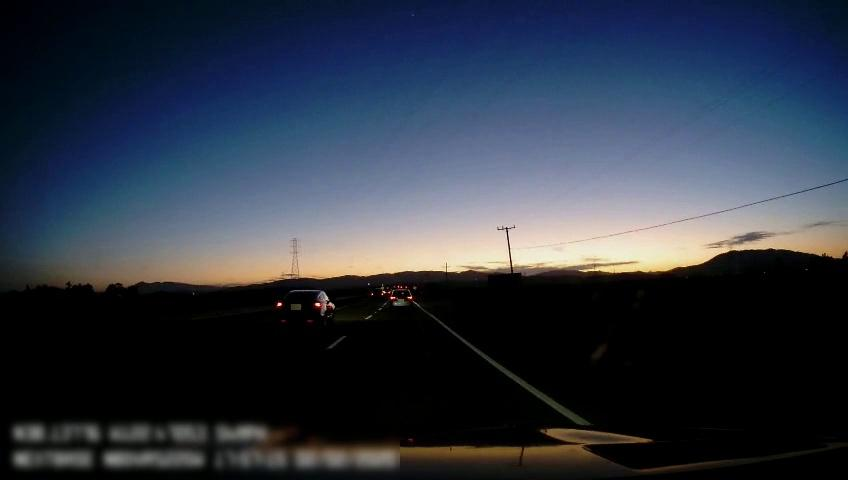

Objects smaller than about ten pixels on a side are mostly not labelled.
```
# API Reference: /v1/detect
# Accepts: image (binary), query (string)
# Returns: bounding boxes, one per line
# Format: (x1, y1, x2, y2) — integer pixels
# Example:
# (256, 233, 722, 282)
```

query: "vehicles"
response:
(370, 287, 384, 301)
(275, 289, 336, 332)
(389, 289, 413, 310)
